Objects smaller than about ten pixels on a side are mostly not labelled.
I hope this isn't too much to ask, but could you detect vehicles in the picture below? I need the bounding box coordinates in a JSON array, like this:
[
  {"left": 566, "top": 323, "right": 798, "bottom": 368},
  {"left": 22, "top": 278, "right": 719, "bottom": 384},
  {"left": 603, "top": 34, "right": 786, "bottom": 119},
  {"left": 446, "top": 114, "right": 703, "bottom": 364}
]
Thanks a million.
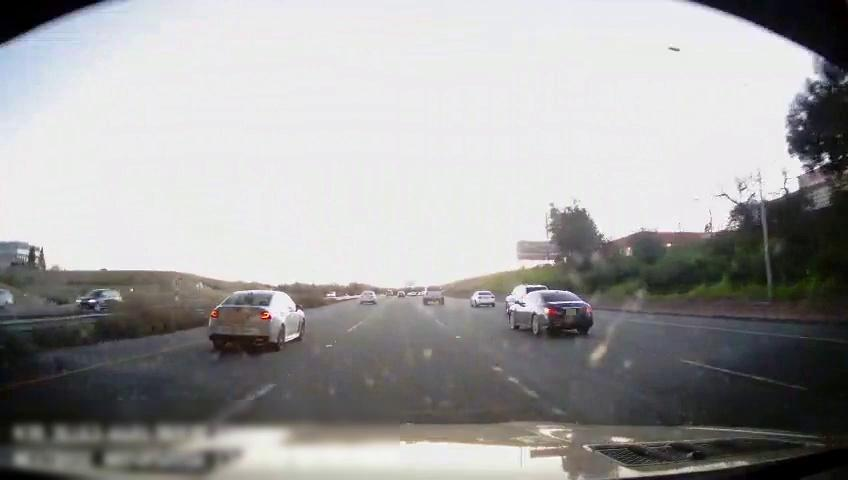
[
  {"left": 360, "top": 291, "right": 376, "bottom": 305},
  {"left": 507, "top": 290, "right": 593, "bottom": 338},
  {"left": 75, "top": 289, "right": 124, "bottom": 314},
  {"left": 470, "top": 290, "right": 495, "bottom": 309},
  {"left": 504, "top": 284, "right": 551, "bottom": 309},
  {"left": 423, "top": 285, "right": 445, "bottom": 306},
  {"left": 0, "top": 288, "right": 14, "bottom": 311}
]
